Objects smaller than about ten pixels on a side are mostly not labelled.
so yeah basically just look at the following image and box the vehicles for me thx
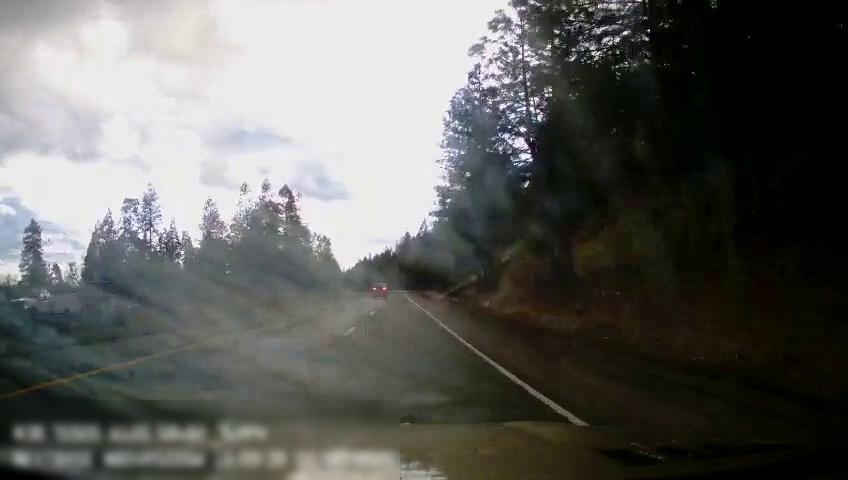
[372,282,389,300]
[8,287,82,318]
